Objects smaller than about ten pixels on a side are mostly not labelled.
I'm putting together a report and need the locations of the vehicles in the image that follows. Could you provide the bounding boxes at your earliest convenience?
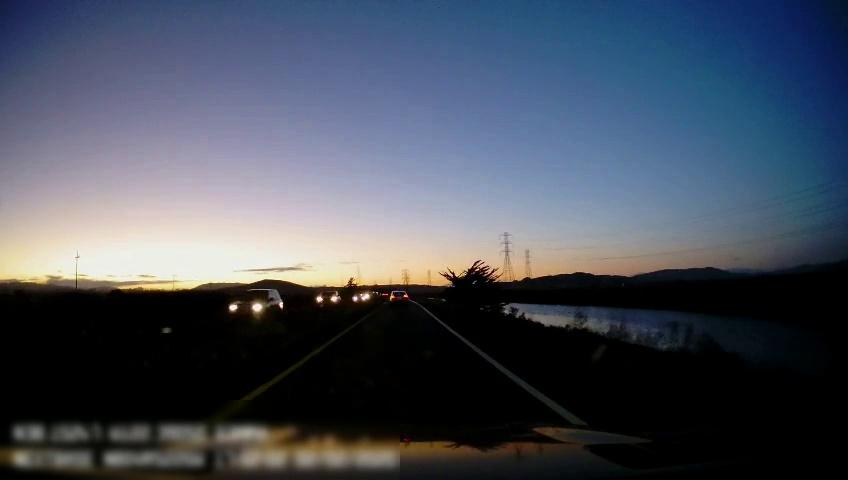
[352,291,372,305]
[389,290,409,306]
[315,290,342,308]
[227,288,285,322]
